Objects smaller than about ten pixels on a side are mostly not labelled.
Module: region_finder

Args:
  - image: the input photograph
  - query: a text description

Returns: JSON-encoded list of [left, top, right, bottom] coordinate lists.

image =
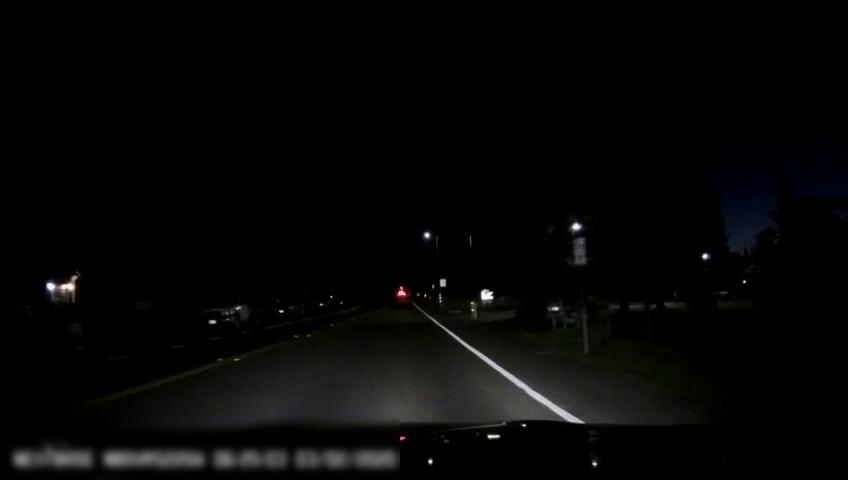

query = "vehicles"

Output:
[[198, 289, 268, 332], [273, 294, 306, 323]]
